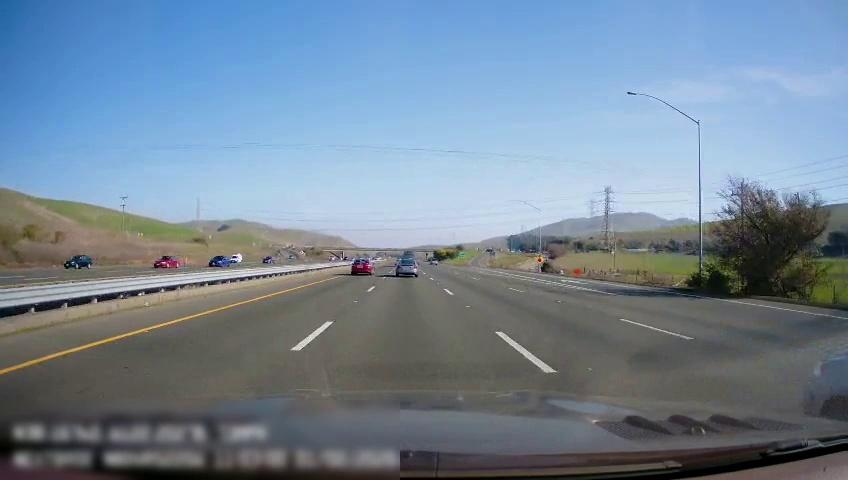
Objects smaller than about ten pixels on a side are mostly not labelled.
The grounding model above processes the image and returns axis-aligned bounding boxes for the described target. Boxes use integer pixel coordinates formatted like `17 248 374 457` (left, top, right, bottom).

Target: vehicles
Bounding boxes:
152 255 181 269
208 255 231 268
262 256 274 264
64 254 94 270
230 254 243 264
351 258 377 276
395 254 417 277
